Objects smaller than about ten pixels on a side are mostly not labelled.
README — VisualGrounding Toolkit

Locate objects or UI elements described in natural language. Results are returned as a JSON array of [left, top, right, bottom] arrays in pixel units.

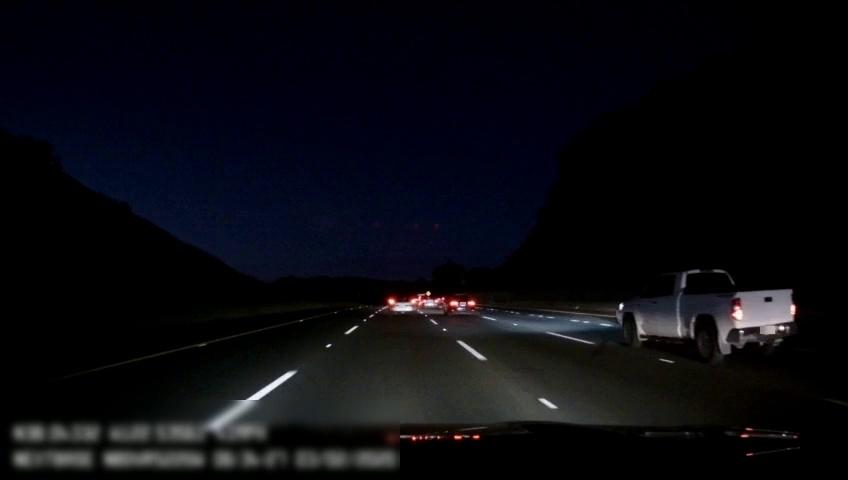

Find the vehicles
[[443, 293, 475, 317], [422, 294, 440, 309], [614, 268, 796, 365], [388, 293, 417, 315]]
